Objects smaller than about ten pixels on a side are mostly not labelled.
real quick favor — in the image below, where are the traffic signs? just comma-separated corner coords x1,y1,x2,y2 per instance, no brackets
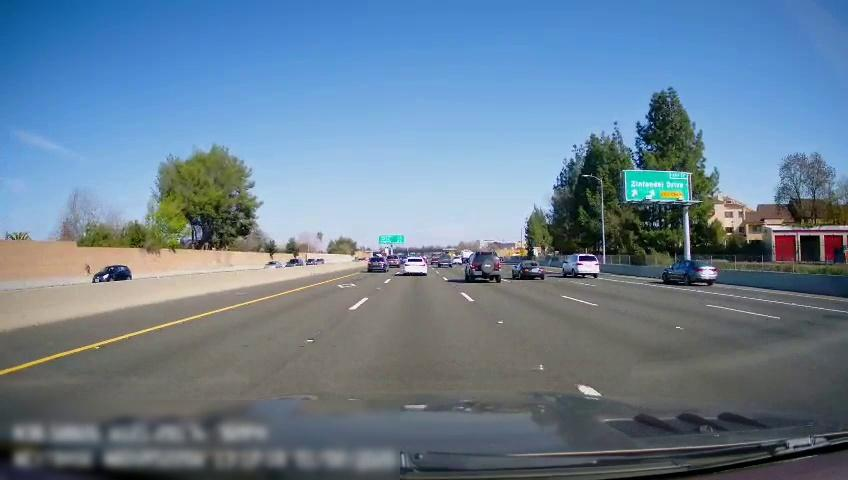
377,233,407,244
624,171,688,201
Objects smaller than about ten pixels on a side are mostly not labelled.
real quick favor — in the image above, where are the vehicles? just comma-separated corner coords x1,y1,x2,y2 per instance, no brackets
305,259,319,266
510,260,545,281
385,255,401,269
91,264,133,284
463,251,502,284
367,255,389,273
459,249,473,264
285,258,305,267
263,260,284,270
560,253,600,279
661,258,720,287
400,257,428,277
437,254,453,269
